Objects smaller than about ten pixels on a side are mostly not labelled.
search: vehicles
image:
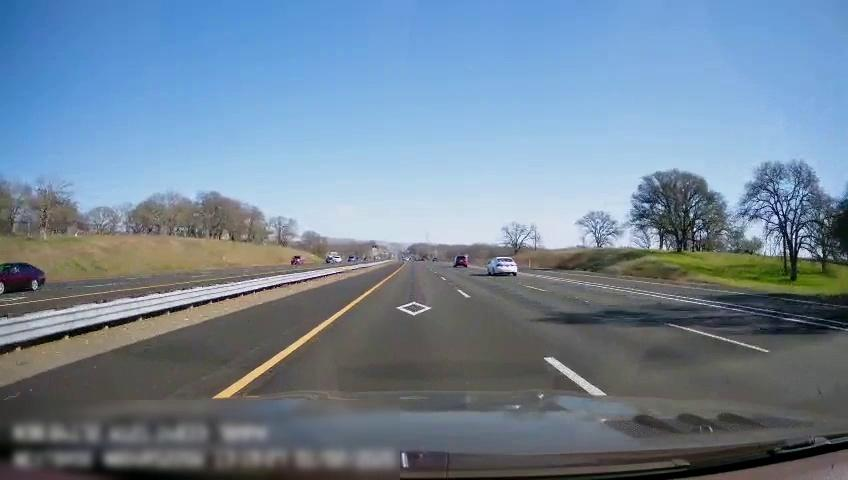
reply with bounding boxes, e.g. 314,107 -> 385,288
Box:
453,255 -> 468,268
0,262 -> 48,295
290,255 -> 304,265
325,256 -> 337,264
487,256 -> 517,278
